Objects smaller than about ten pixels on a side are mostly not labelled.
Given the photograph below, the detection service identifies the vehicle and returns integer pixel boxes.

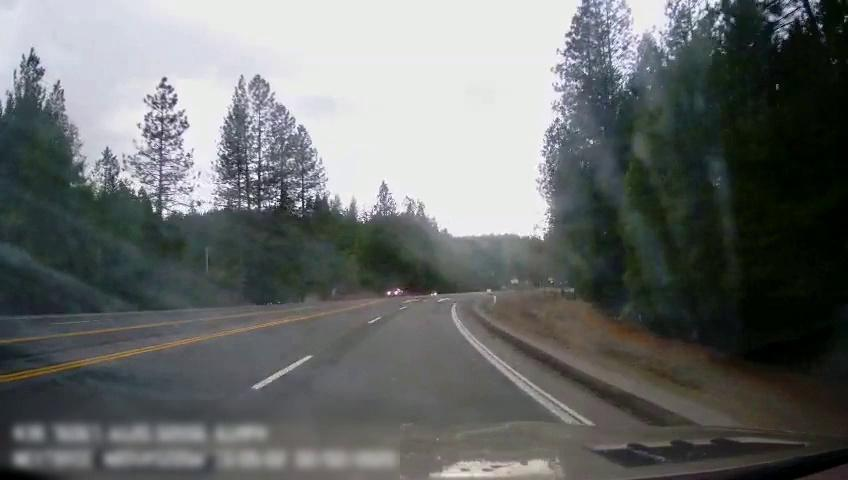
[385,287,404,297]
